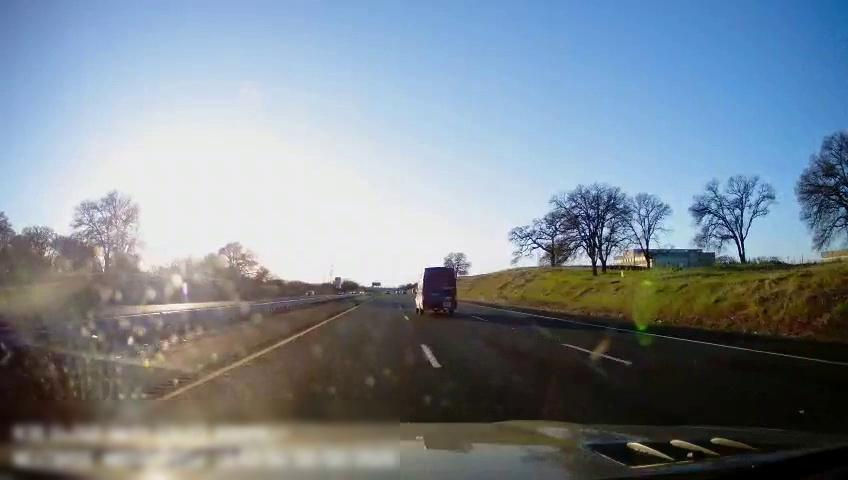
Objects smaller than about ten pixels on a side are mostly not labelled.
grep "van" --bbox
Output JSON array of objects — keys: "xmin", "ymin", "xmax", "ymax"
[{"xmin": 411, "ymin": 267, "xmax": 458, "ymax": 316}]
